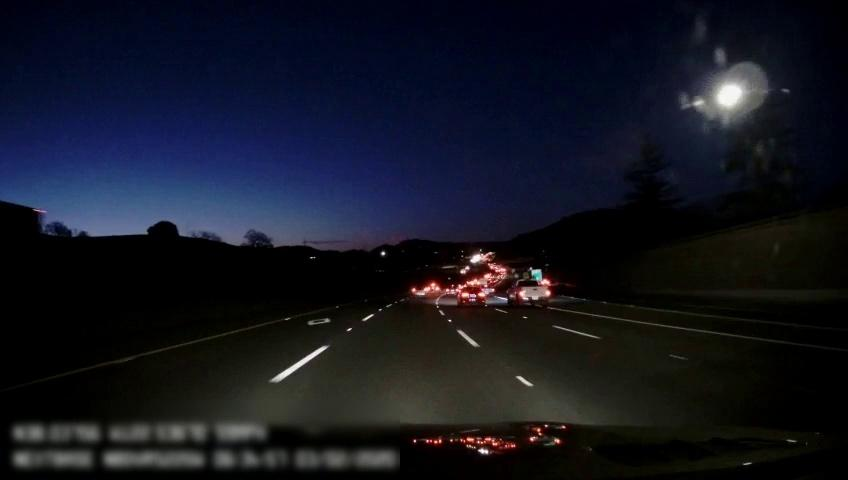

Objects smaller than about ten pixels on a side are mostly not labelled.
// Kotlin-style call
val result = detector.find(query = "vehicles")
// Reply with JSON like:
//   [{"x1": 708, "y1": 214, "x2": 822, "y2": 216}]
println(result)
[
  {"x1": 410, "y1": 284, "x2": 428, "y2": 299},
  {"x1": 506, "y1": 279, "x2": 550, "y2": 309},
  {"x1": 457, "y1": 286, "x2": 485, "y2": 307},
  {"x1": 446, "y1": 284, "x2": 461, "y2": 296},
  {"x1": 484, "y1": 283, "x2": 495, "y2": 297}
]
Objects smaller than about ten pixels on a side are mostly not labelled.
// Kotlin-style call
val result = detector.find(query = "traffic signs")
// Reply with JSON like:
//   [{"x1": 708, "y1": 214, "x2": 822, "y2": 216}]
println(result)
[{"x1": 531, "y1": 269, "x2": 542, "y2": 281}]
